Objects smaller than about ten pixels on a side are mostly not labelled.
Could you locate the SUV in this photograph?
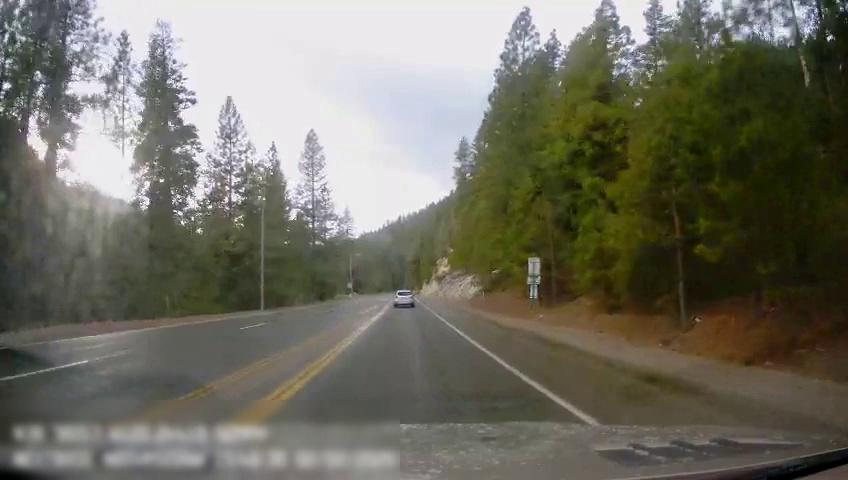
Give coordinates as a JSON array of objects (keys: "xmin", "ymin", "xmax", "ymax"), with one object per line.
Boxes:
[{"xmin": 394, "ymin": 289, "xmax": 416, "ymax": 308}]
